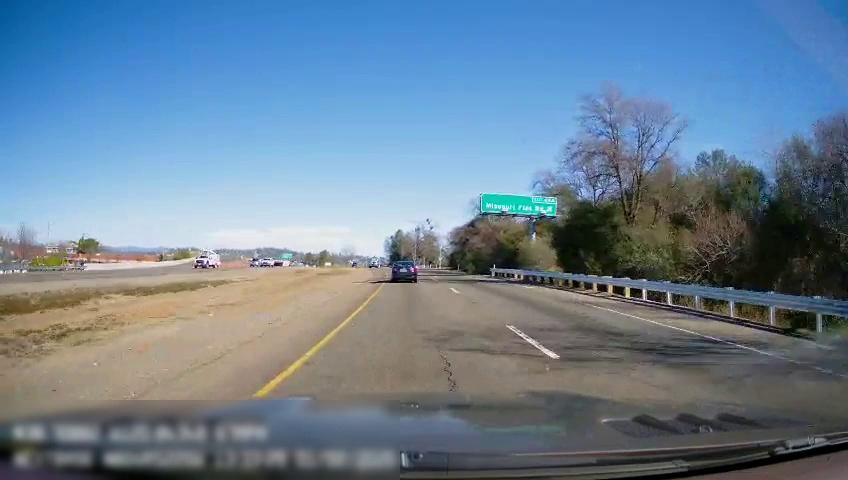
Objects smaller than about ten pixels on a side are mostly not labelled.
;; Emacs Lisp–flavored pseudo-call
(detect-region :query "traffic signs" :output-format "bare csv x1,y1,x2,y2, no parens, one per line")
280,252,299,260
480,192,559,217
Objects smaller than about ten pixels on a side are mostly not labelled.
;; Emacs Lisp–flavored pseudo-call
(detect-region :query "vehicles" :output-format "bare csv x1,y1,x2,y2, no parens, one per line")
247,258,261,268
194,255,222,270
259,258,275,269
391,260,420,284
